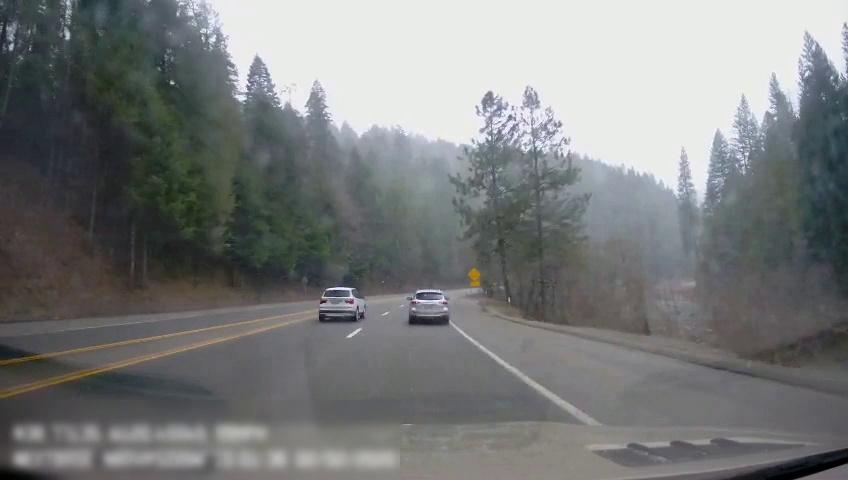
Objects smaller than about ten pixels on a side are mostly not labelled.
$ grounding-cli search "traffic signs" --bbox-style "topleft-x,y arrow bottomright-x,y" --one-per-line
468,268 -> 481,281
470,281 -> 481,287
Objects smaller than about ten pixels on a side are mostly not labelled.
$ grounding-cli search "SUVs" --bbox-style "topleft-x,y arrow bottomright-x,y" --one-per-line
407,289 -> 450,324
318,287 -> 366,321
